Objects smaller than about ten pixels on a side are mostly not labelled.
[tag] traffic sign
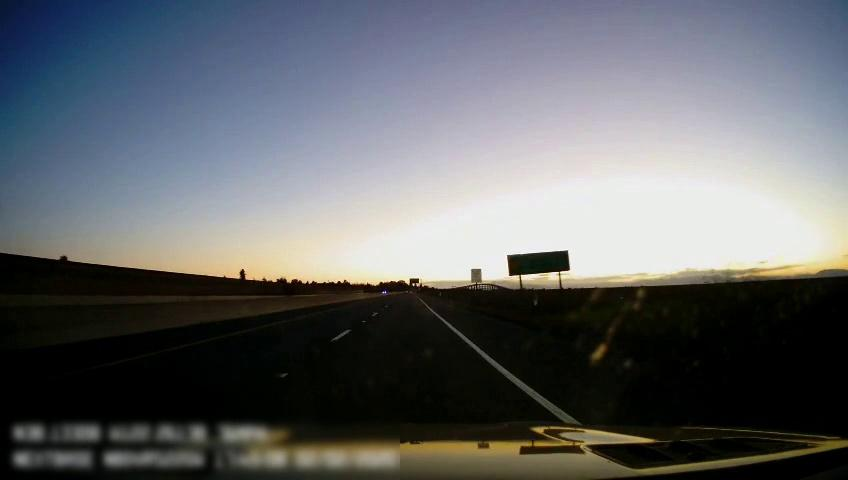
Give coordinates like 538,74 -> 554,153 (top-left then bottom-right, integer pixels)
506,250 -> 570,277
